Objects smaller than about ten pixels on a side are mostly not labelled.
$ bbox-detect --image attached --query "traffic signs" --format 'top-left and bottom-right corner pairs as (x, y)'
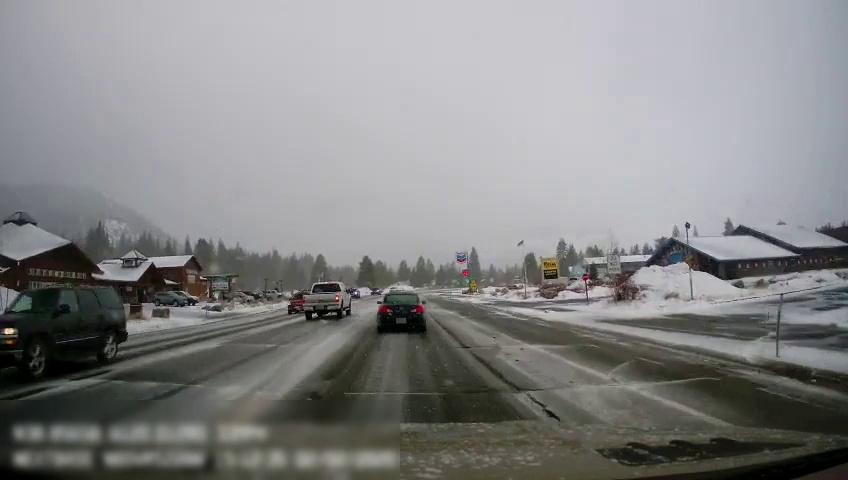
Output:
(607, 255), (622, 274)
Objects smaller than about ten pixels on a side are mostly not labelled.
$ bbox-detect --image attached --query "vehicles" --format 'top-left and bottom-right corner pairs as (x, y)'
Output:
(262, 290), (283, 298)
(0, 287), (129, 384)
(241, 290), (261, 299)
(370, 287), (381, 295)
(288, 292), (311, 315)
(153, 292), (188, 307)
(303, 282), (352, 320)
(230, 292), (255, 302)
(376, 292), (427, 334)
(348, 288), (361, 299)
(168, 291), (199, 306)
